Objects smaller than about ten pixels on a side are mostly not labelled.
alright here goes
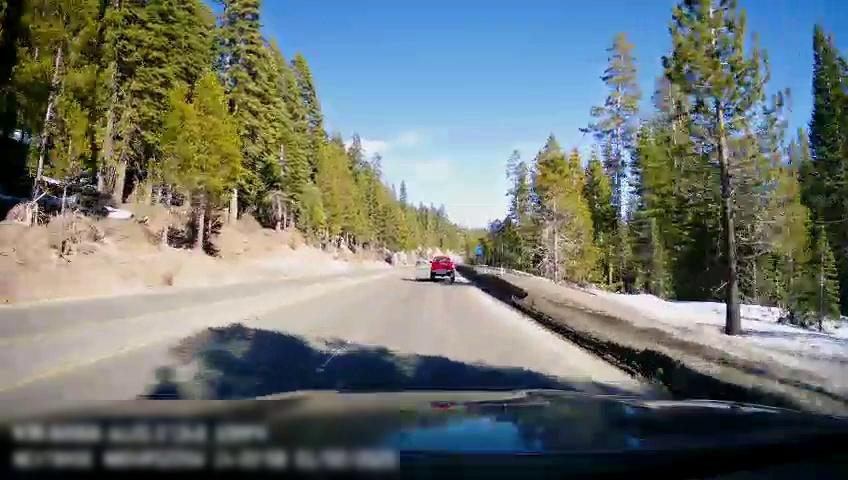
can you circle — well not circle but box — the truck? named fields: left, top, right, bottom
left=428, top=254, right=456, bottom=281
